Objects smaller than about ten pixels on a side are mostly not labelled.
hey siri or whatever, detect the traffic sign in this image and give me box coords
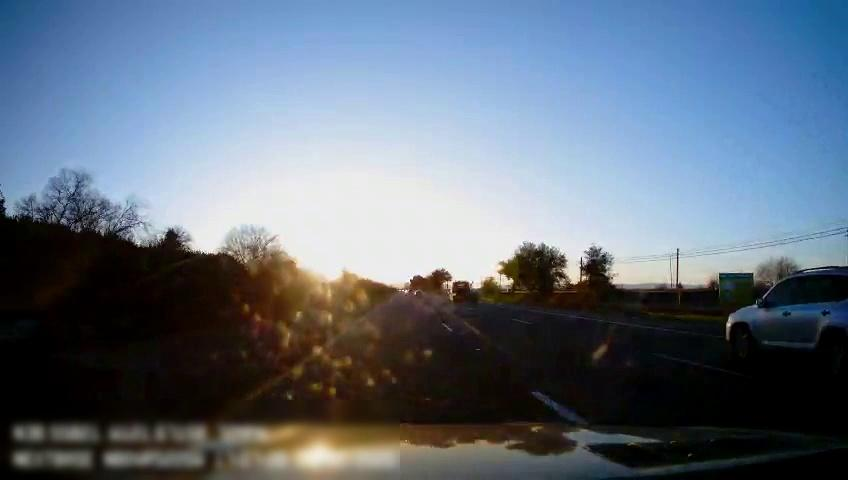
[718,272,755,305]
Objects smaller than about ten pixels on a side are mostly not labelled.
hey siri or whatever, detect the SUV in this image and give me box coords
[723,265,848,382]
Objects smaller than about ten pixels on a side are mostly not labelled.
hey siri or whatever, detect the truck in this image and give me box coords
[448,281,480,303]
